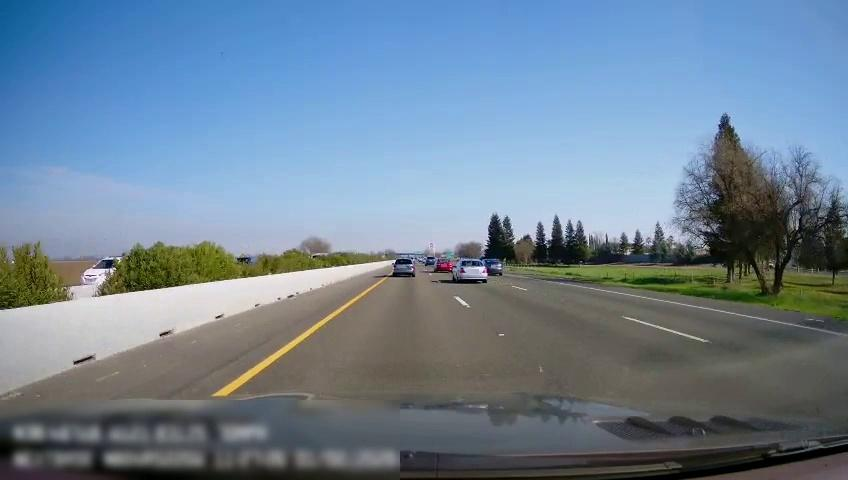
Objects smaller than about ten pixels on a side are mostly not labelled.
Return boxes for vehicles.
[451,259,487,283]
[309,251,330,259]
[432,257,453,272]
[79,255,122,288]
[393,257,416,278]
[424,256,435,266]
[479,257,505,277]
[234,255,258,266]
